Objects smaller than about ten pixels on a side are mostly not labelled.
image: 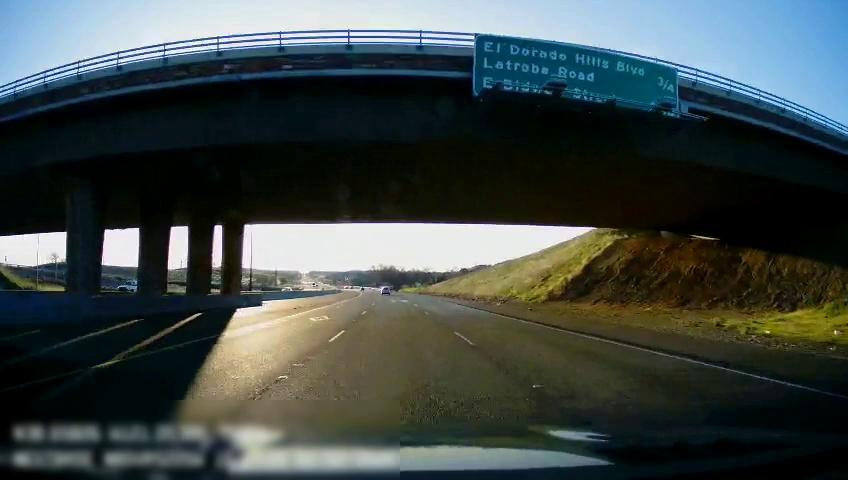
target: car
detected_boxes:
[117,280,137,293]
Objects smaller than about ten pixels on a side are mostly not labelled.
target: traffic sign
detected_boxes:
[474,32,680,118]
